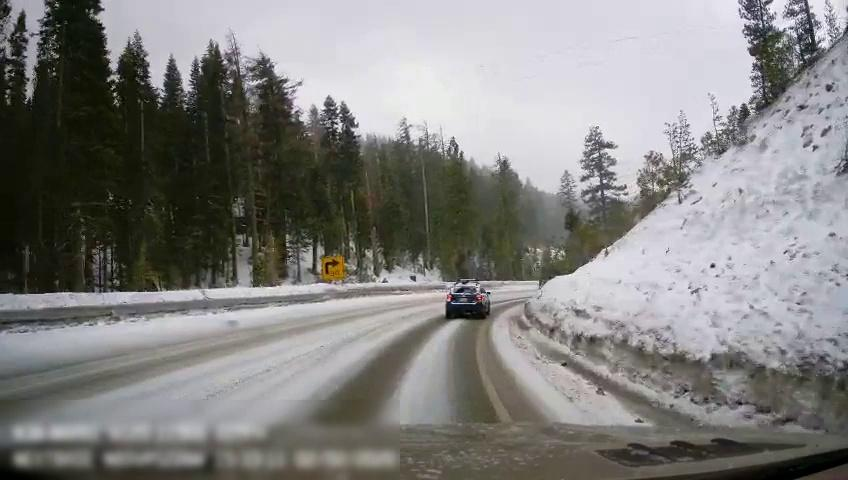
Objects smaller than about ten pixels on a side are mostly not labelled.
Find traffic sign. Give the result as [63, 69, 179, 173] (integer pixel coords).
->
[321, 255, 345, 280]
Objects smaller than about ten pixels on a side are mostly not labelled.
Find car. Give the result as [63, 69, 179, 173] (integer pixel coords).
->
[445, 279, 491, 320]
